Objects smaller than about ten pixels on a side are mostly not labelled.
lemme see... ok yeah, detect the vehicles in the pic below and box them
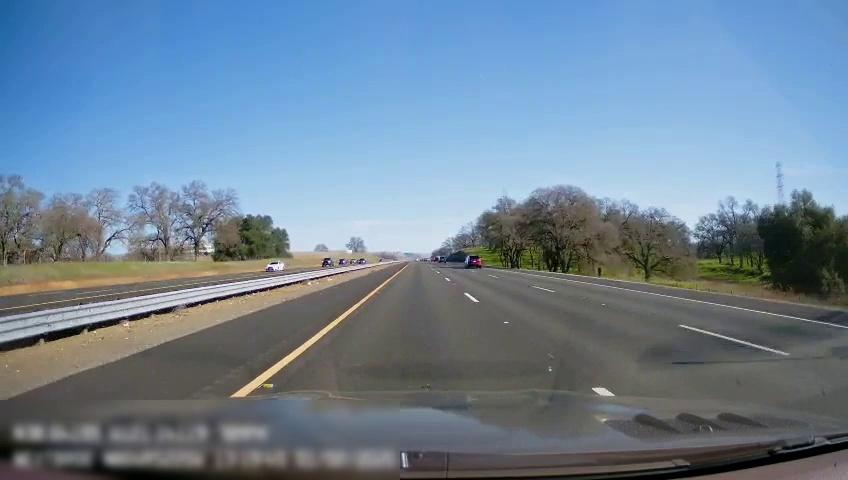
[464,255,482,269]
[337,258,348,265]
[266,261,285,273]
[321,257,335,267]
[349,258,359,265]
[358,258,368,265]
